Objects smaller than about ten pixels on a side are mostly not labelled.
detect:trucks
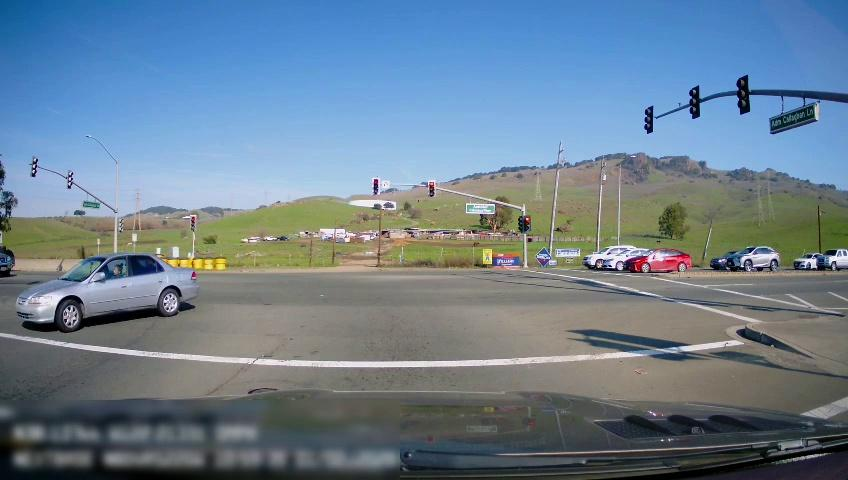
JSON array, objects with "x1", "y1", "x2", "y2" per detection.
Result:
[
  {"x1": 815, "y1": 248, "x2": 848, "y2": 272},
  {"x1": 0, "y1": 245, "x2": 16, "y2": 278}
]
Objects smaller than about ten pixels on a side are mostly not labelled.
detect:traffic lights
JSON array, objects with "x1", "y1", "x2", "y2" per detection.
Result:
[
  {"x1": 523, "y1": 214, "x2": 532, "y2": 232},
  {"x1": 735, "y1": 74, "x2": 751, "y2": 115},
  {"x1": 687, "y1": 84, "x2": 702, "y2": 120},
  {"x1": 66, "y1": 169, "x2": 75, "y2": 190},
  {"x1": 117, "y1": 215, "x2": 125, "y2": 233},
  {"x1": 30, "y1": 156, "x2": 40, "y2": 178},
  {"x1": 516, "y1": 215, "x2": 525, "y2": 232},
  {"x1": 643, "y1": 104, "x2": 655, "y2": 135},
  {"x1": 189, "y1": 214, "x2": 198, "y2": 232},
  {"x1": 371, "y1": 177, "x2": 381, "y2": 196},
  {"x1": 426, "y1": 178, "x2": 437, "y2": 197}
]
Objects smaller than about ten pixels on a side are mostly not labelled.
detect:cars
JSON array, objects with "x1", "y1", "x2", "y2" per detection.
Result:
[
  {"x1": 792, "y1": 252, "x2": 826, "y2": 270},
  {"x1": 709, "y1": 251, "x2": 739, "y2": 270},
  {"x1": 622, "y1": 247, "x2": 692, "y2": 274},
  {"x1": 13, "y1": 251, "x2": 201, "y2": 333},
  {"x1": 601, "y1": 247, "x2": 651, "y2": 272}
]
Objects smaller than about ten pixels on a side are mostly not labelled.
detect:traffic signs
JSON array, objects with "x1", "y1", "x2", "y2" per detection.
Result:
[
  {"x1": 768, "y1": 100, "x2": 821, "y2": 135},
  {"x1": 464, "y1": 201, "x2": 497, "y2": 216},
  {"x1": 82, "y1": 199, "x2": 101, "y2": 209}
]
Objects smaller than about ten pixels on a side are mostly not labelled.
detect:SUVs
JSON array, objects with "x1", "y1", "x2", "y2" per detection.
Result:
[
  {"x1": 726, "y1": 246, "x2": 780, "y2": 273},
  {"x1": 582, "y1": 245, "x2": 637, "y2": 271}
]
